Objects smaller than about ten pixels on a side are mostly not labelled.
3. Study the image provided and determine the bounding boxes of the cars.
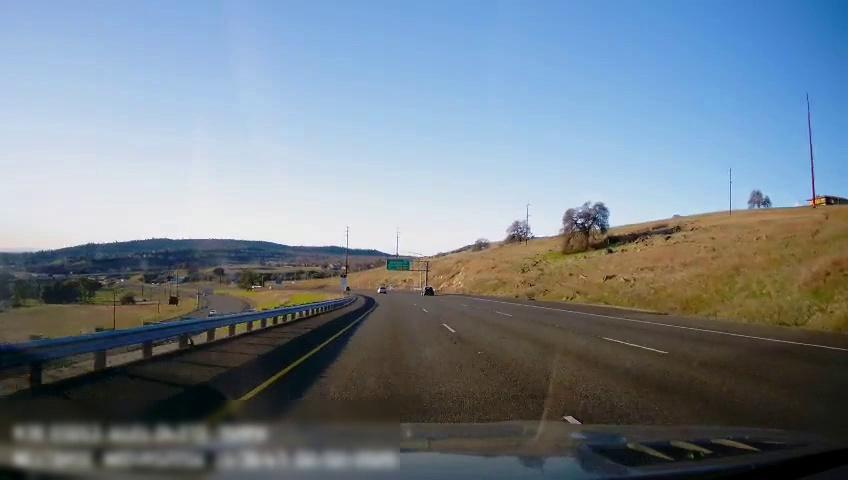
[376,286,387,294]
[421,286,435,296]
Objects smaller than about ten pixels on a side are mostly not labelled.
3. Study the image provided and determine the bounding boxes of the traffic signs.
[385,258,411,272]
